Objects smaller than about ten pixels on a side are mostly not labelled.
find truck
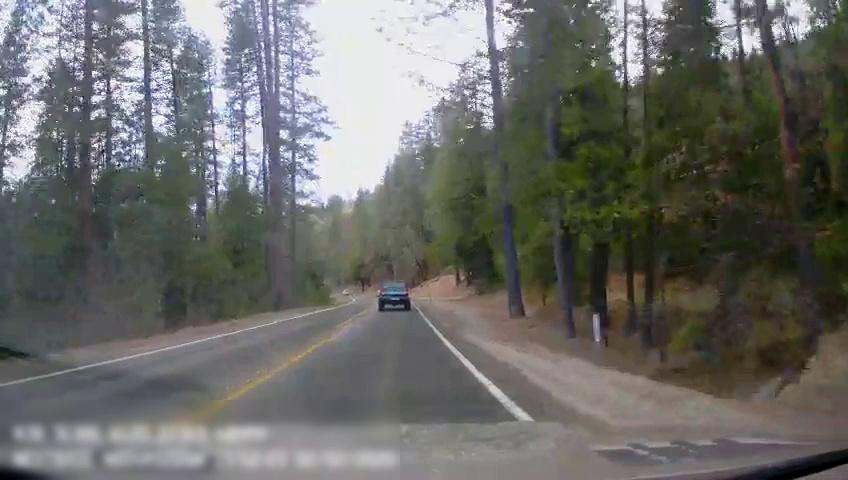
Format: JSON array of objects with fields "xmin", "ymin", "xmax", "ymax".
[{"xmin": 378, "ymin": 280, "xmax": 411, "ymax": 312}]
